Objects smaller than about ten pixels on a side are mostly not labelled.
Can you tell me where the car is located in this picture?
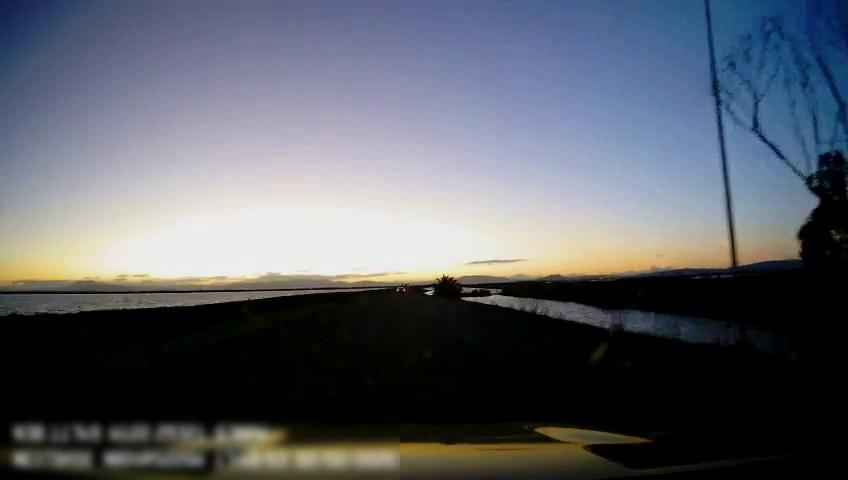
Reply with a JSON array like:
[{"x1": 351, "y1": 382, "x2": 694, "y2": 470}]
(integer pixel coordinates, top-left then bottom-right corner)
[{"x1": 395, "y1": 286, "x2": 407, "y2": 295}]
